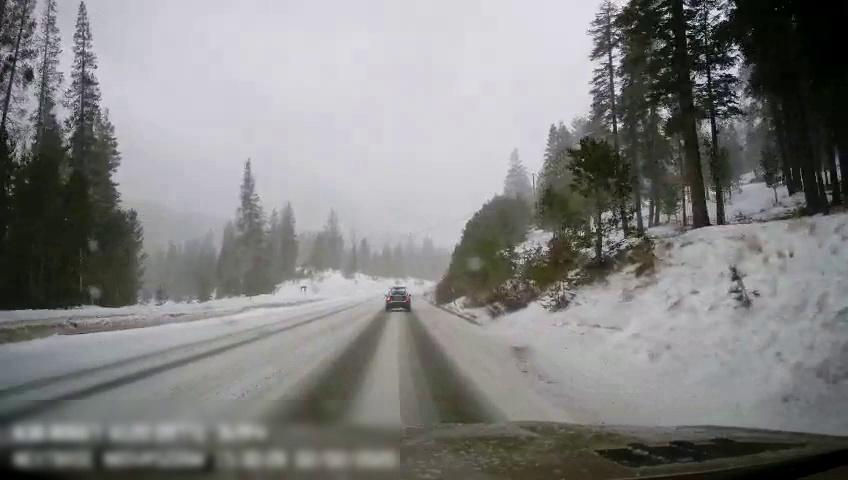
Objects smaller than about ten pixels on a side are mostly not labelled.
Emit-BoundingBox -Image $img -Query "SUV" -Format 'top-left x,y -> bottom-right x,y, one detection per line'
384,286 -> 413,312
